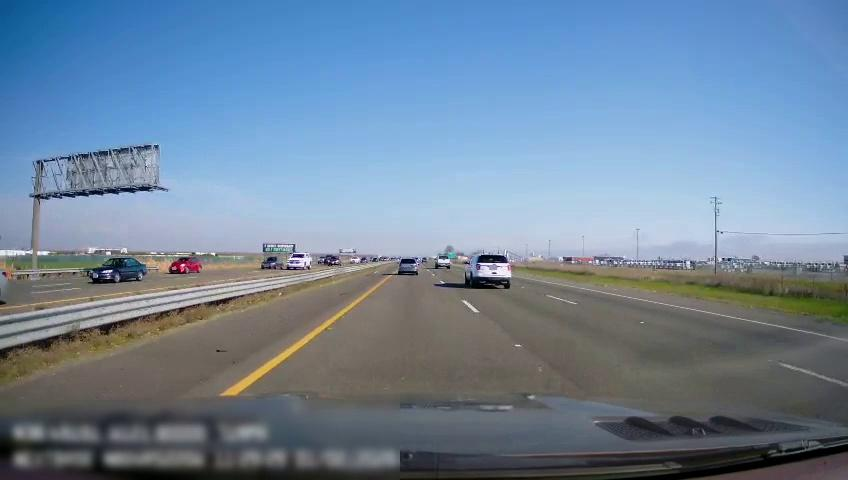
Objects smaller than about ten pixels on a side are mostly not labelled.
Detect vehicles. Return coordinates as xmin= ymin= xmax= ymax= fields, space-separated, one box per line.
xmin=286 ymin=253 xmax=313 ymax=270
xmin=261 ymin=256 xmax=285 ymax=270
xmin=462 ymin=253 xmax=512 ymax=289
xmin=349 ymin=256 xmax=361 ymax=265
xmin=89 ymin=257 xmax=149 ymax=284
xmin=327 ymin=256 xmax=342 ymax=267
xmin=434 ymin=256 xmax=451 ymax=270
xmin=397 ymin=257 xmax=419 ymax=276
xmin=0 ymin=268 xmax=9 ymax=306
xmin=169 ymin=256 xmax=203 ymax=275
